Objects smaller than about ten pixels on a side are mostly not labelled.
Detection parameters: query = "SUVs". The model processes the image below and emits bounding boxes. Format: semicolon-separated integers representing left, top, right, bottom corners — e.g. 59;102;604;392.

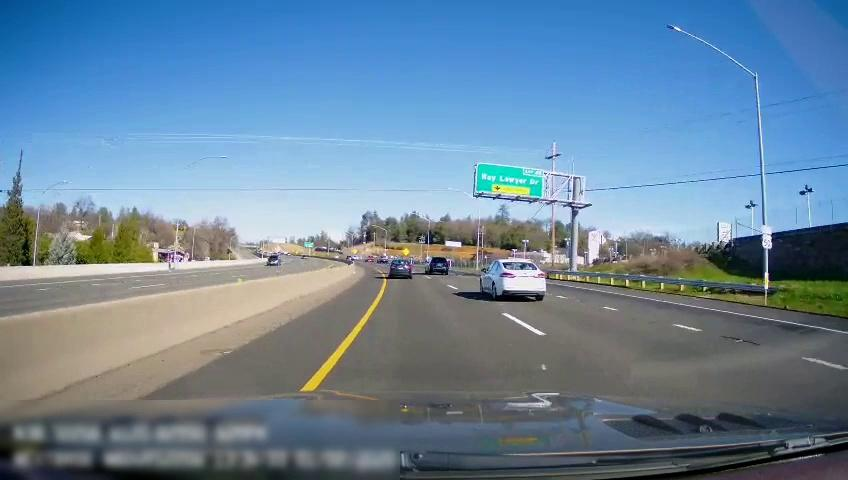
425;256;451;275
266;256;281;266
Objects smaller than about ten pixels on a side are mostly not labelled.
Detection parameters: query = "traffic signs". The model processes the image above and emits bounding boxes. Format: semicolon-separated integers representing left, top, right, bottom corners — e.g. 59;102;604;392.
474;162;544;200
299;242;313;249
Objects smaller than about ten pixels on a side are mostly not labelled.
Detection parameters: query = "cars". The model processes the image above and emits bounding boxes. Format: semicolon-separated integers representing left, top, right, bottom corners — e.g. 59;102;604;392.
479;258;546;301
387;258;414;281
